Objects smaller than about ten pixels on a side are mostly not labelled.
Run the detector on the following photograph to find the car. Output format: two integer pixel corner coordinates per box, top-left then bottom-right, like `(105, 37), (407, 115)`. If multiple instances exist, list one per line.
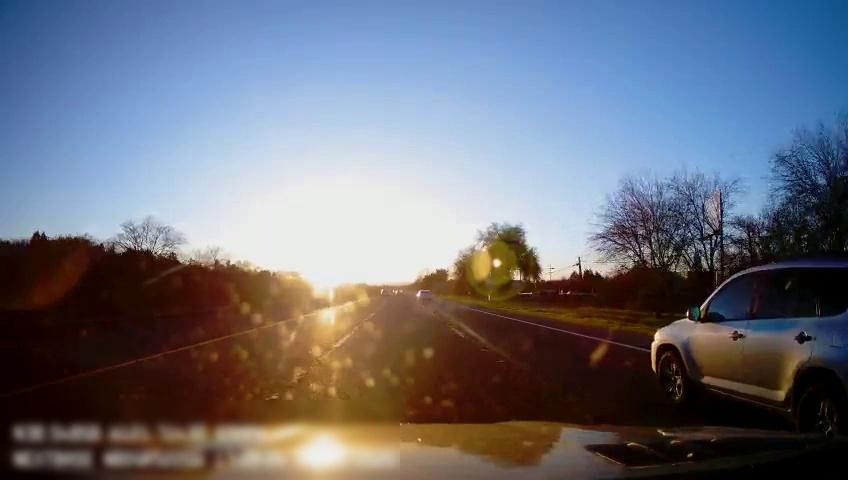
(416, 290), (431, 301)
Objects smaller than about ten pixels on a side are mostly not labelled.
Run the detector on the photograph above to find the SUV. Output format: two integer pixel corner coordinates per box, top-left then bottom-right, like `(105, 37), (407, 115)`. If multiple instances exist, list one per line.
(650, 258), (848, 436)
